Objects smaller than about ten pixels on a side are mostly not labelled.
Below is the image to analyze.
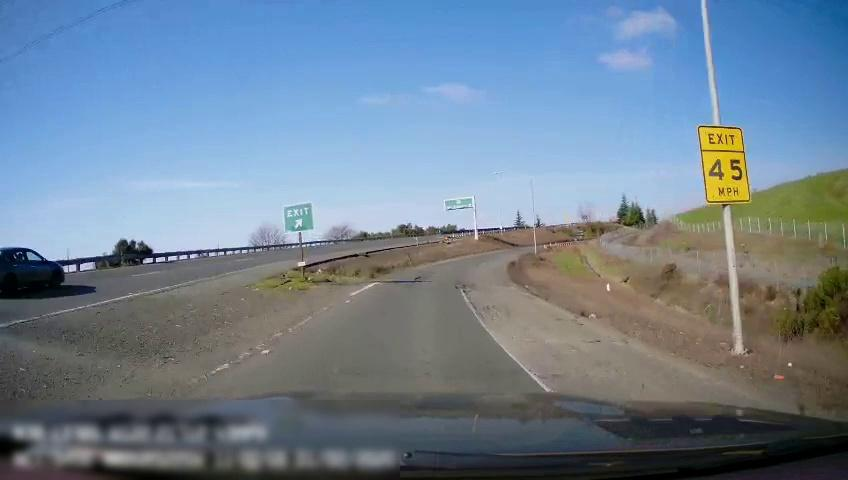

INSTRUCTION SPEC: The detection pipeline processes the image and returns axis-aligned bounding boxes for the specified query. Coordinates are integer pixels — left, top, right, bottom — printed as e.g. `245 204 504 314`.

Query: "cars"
0 246 66 295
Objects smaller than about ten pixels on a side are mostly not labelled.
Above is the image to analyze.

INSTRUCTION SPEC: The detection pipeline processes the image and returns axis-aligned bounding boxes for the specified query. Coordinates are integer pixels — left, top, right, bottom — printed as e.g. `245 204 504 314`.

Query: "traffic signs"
696 124 753 206
443 196 475 211
283 201 315 233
